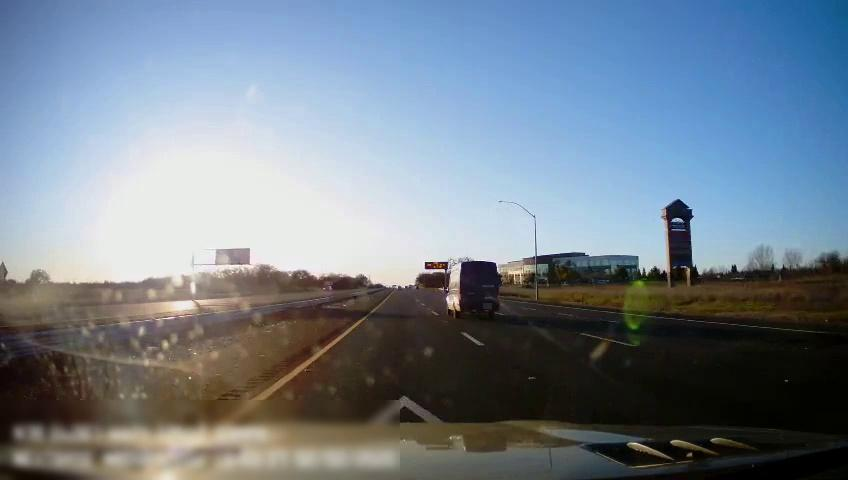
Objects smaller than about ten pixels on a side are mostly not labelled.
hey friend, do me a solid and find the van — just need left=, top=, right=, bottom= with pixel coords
left=443, top=261, right=501, bottom=321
